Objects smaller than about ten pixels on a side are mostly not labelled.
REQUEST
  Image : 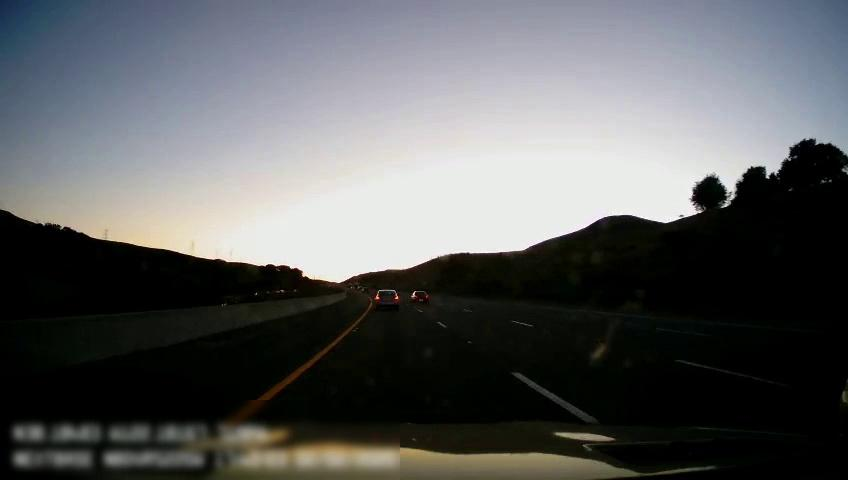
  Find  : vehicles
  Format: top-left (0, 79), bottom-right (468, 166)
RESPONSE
top-left (837, 380), bottom-right (848, 434)
top-left (410, 291), bottom-right (429, 303)
top-left (375, 289), bottom-right (399, 310)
